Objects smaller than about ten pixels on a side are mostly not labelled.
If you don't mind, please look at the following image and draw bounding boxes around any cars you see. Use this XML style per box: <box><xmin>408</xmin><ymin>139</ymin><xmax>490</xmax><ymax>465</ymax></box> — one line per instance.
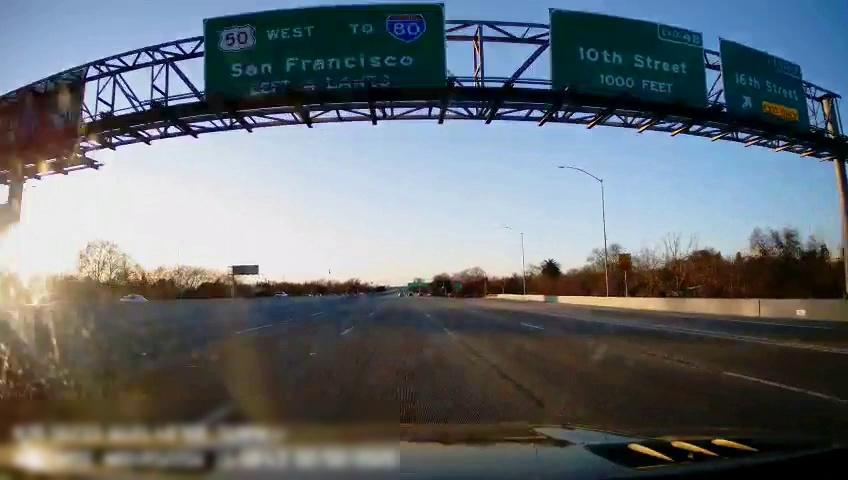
<box><xmin>275</xmin><ymin>291</ymin><xmax>288</xmax><ymax>297</ymax></box>
<box><xmin>120</xmin><ymin>294</ymin><xmax>149</xmax><ymax>303</ymax></box>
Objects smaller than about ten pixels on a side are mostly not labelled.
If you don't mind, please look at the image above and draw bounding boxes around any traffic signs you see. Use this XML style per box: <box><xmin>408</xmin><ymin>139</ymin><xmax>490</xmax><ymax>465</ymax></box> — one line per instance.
<box><xmin>717</xmin><ymin>30</ymin><xmax>811</xmax><ymax>133</ymax></box>
<box><xmin>202</xmin><ymin>1</ymin><xmax>447</xmax><ymax>99</ymax></box>
<box><xmin>408</xmin><ymin>282</ymin><xmax>419</xmax><ymax>289</ymax></box>
<box><xmin>419</xmin><ymin>282</ymin><xmax>430</xmax><ymax>288</ymax></box>
<box><xmin>547</xmin><ymin>3</ymin><xmax>710</xmax><ymax>111</ymax></box>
